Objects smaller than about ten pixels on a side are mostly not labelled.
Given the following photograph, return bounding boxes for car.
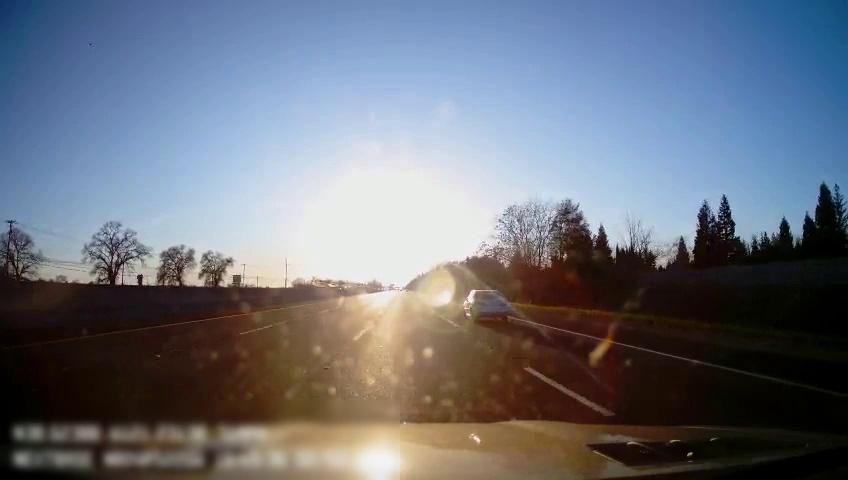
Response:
[463,289,508,322]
